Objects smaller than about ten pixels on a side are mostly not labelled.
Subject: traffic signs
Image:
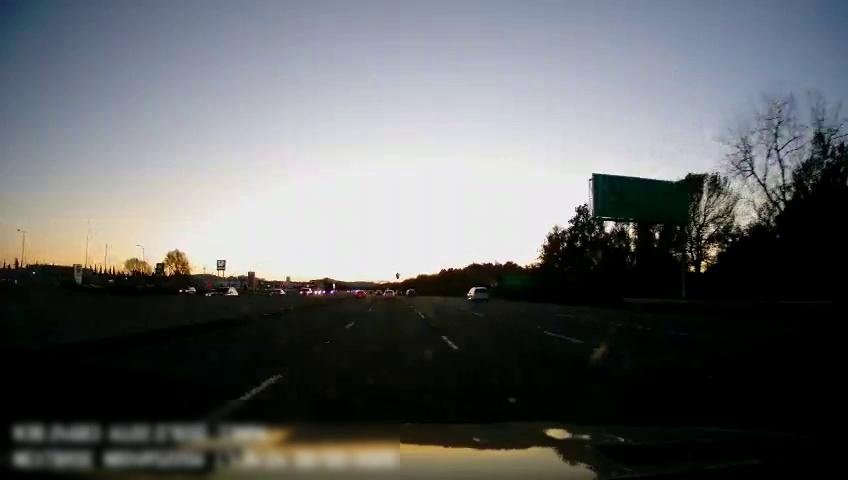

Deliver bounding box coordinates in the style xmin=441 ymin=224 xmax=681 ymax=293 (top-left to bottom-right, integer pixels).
xmin=501 ymin=274 xmax=529 ymax=287
xmin=593 ymin=173 xmax=688 ymax=223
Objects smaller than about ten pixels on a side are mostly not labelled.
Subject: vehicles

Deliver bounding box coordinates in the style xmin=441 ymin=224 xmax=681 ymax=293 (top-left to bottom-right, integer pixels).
xmin=354 ymin=290 xmax=366 ymax=300
xmin=405 ymin=289 xmax=416 ymax=297
xmin=179 ymin=286 xmax=197 ymax=295
xmin=269 ymin=289 xmax=286 ymax=296
xmin=466 ymin=287 xmax=489 ymax=302
xmin=324 ymin=283 xmax=336 ymax=296
xmin=299 ymin=288 xmax=313 ymax=296
xmin=210 ymin=287 xmax=239 ymax=297
xmin=383 ymin=290 xmax=396 ymax=301
xmin=204 ymin=288 xmax=217 ymax=297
